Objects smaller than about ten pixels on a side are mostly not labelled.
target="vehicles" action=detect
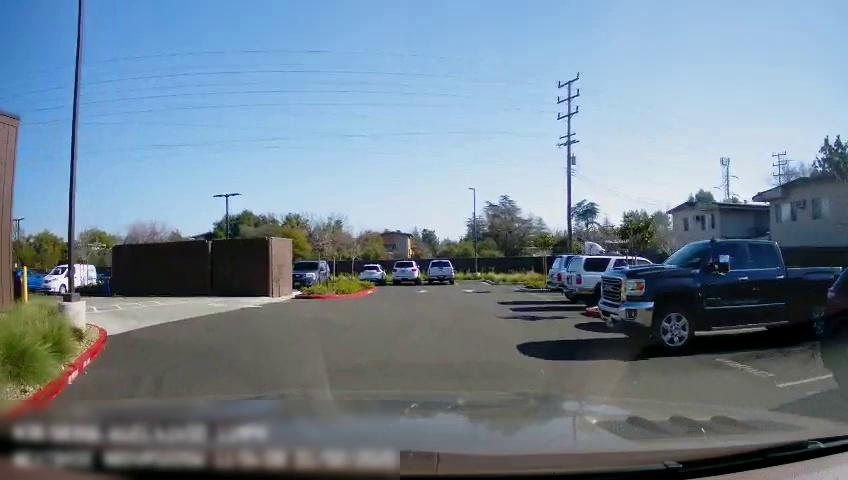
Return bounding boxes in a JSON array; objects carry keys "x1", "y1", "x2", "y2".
[
  {"x1": 392, "y1": 261, "x2": 421, "y2": 285},
  {"x1": 427, "y1": 260, "x2": 455, "y2": 285},
  {"x1": 292, "y1": 260, "x2": 332, "y2": 289},
  {"x1": 814, "y1": 269, "x2": 848, "y2": 393},
  {"x1": 561, "y1": 256, "x2": 655, "y2": 308},
  {"x1": 549, "y1": 256, "x2": 570, "y2": 291},
  {"x1": 598, "y1": 238, "x2": 848, "y2": 353},
  {"x1": 360, "y1": 264, "x2": 387, "y2": 285}
]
